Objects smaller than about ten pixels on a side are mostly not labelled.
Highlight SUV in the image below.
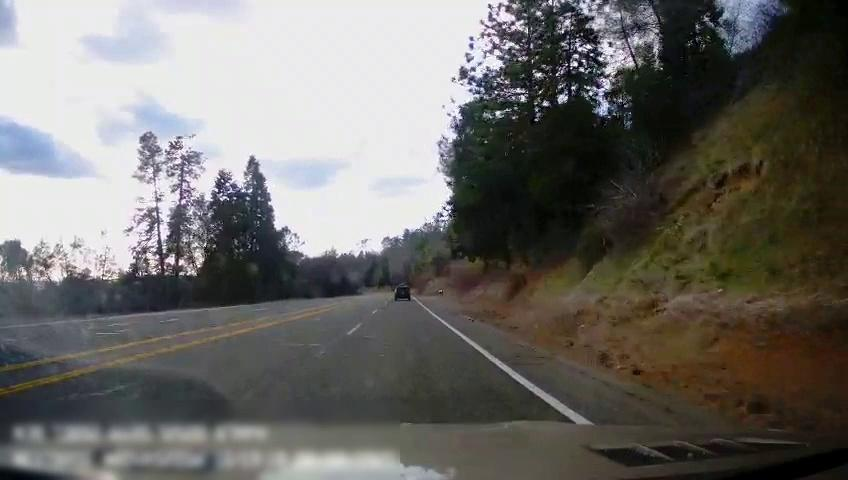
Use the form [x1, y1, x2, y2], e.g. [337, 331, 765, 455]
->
[393, 285, 411, 301]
